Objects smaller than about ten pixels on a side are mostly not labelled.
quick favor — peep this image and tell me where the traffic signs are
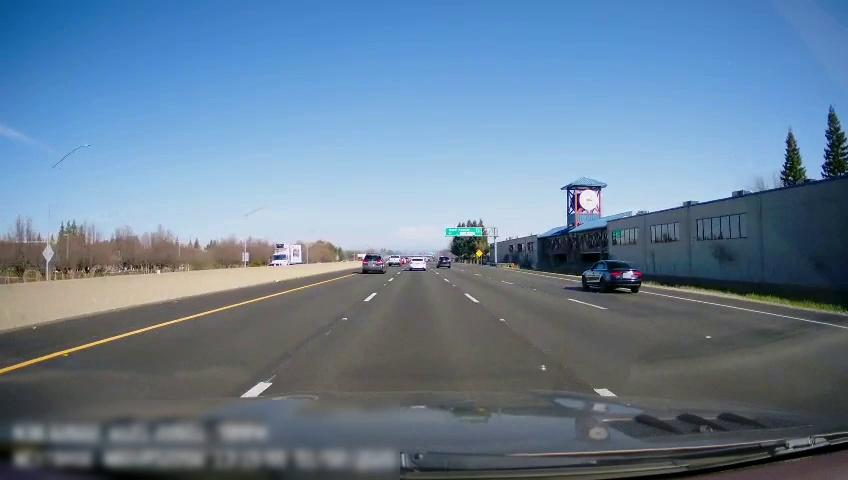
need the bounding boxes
[445,227,483,238]
[41,245,55,263]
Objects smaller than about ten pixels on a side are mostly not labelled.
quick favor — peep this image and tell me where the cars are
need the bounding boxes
[581,259,643,294]
[409,258,426,271]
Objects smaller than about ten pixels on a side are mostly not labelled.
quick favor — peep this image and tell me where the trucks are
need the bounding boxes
[388,254,402,267]
[271,242,303,267]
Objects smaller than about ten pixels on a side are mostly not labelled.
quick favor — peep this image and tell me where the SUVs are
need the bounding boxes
[437,256,452,268]
[362,254,386,275]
